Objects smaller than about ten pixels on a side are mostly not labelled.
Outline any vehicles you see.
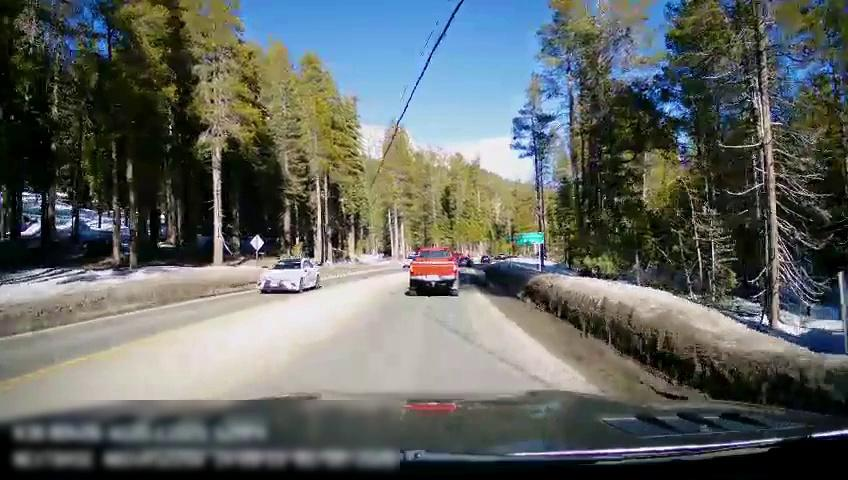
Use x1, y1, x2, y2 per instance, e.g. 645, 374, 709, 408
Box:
456, 254, 474, 268
407, 247, 459, 298
256, 257, 321, 295
400, 254, 412, 269
480, 254, 492, 265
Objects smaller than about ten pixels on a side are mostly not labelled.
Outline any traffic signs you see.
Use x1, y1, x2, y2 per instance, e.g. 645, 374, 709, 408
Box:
515, 231, 546, 247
